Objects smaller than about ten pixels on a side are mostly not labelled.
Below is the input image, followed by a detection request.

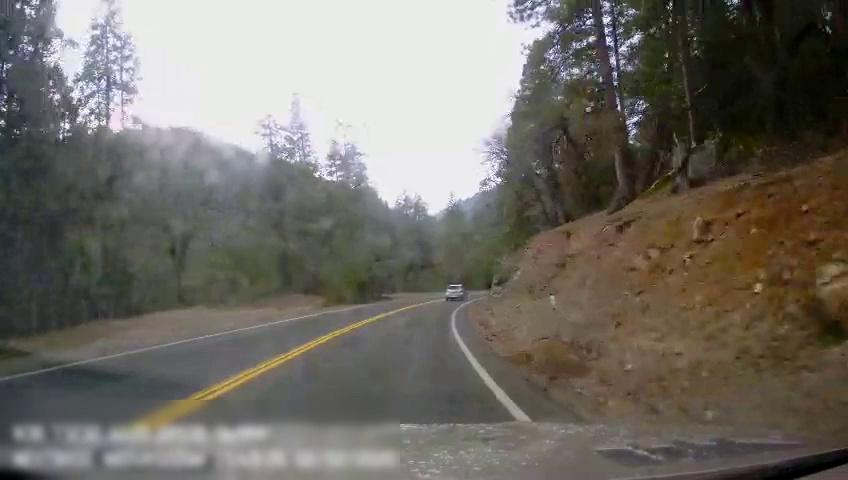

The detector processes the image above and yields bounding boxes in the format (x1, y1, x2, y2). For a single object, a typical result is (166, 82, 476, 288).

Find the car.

(445, 284, 465, 302)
